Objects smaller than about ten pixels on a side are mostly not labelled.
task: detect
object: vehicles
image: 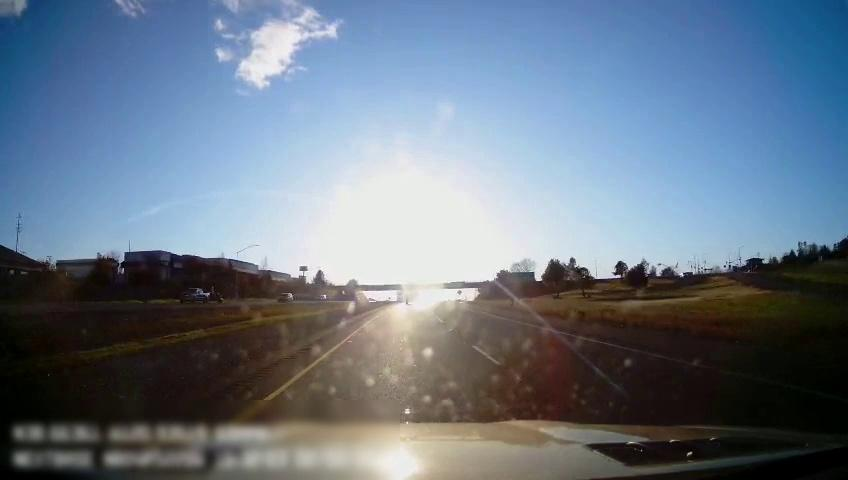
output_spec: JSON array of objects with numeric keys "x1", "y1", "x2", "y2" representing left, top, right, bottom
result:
[
  {"x1": 180, "y1": 288, "x2": 224, "y2": 305},
  {"x1": 277, "y1": 293, "x2": 294, "y2": 303},
  {"x1": 405, "y1": 292, "x2": 418, "y2": 305},
  {"x1": 315, "y1": 295, "x2": 327, "y2": 302}
]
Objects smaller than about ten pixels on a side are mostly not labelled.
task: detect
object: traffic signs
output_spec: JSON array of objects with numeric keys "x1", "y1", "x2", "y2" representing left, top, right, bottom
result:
[
  {"x1": 512, "y1": 272, "x2": 535, "y2": 282},
  {"x1": 450, "y1": 282, "x2": 464, "y2": 288}
]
